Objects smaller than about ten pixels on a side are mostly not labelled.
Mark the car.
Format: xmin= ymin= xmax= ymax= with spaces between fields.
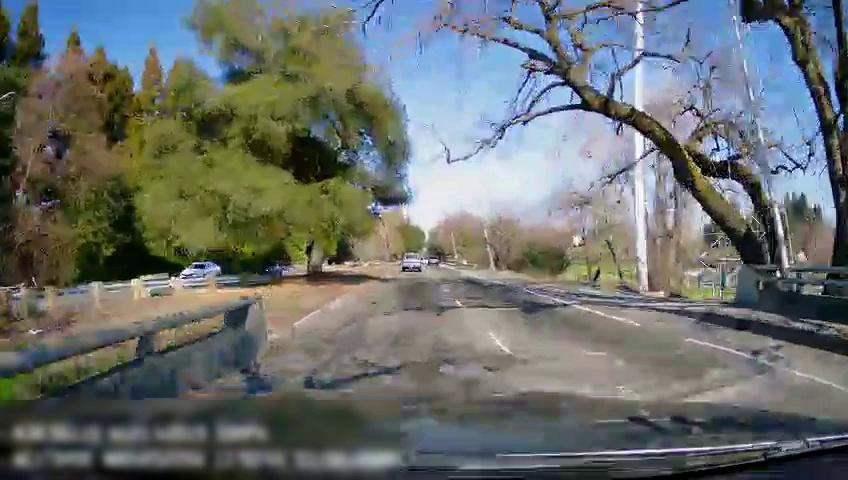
xmin=180 ymin=261 xmax=221 ymax=278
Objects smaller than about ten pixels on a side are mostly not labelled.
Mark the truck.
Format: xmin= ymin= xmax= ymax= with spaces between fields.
xmin=401 ymin=255 xmax=422 ymax=272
